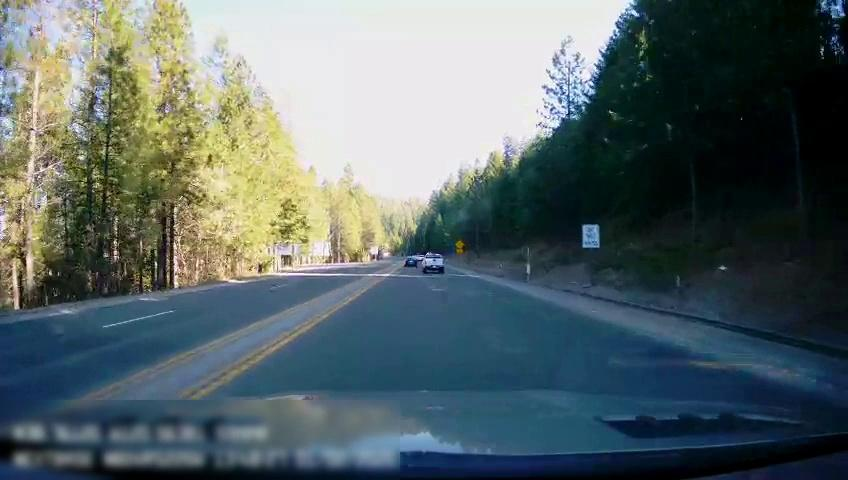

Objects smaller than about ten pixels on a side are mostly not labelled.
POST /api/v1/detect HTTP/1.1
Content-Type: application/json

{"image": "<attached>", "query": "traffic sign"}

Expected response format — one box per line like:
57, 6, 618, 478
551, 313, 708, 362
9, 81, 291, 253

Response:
581, 223, 601, 249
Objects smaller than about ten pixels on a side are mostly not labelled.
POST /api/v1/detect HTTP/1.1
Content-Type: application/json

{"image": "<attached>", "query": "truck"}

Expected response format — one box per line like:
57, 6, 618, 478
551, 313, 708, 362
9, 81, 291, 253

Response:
421, 253, 445, 274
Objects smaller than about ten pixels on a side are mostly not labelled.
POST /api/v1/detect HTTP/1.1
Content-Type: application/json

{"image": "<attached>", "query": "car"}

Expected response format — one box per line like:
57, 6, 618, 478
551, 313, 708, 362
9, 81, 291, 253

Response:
403, 257, 418, 268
